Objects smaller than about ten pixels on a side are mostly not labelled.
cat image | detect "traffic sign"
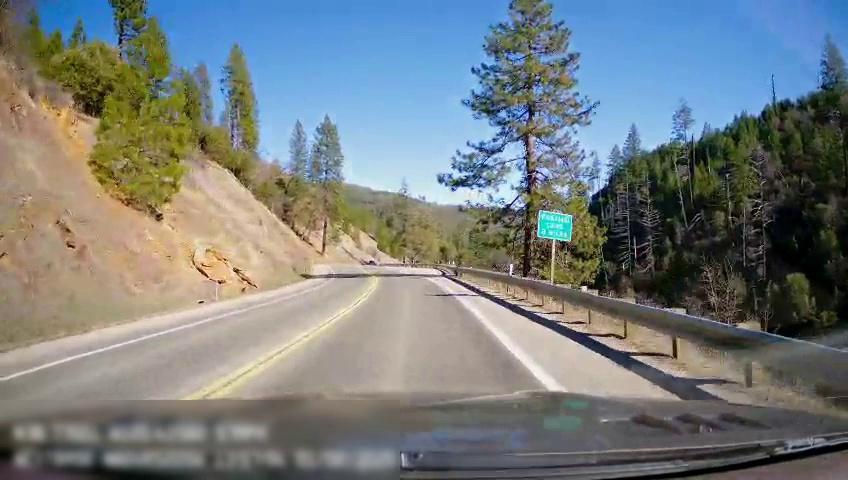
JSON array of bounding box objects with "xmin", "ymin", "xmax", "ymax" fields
[{"xmin": 537, "ymin": 210, "xmax": 572, "ymax": 242}]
